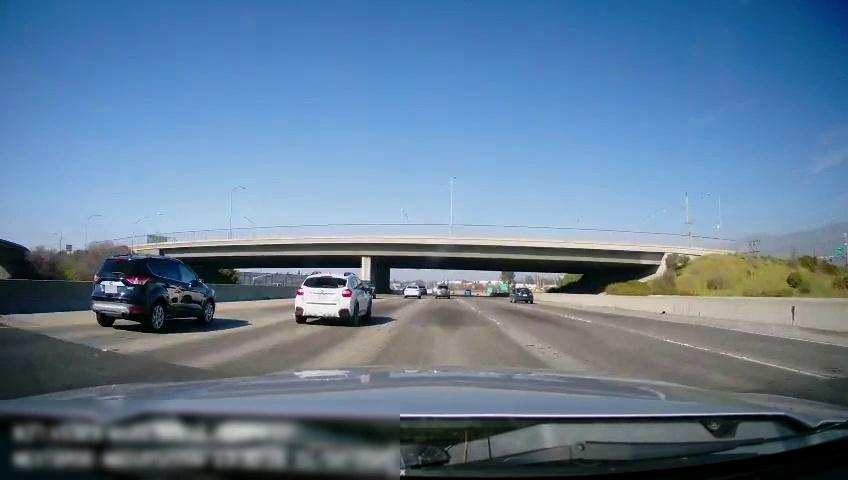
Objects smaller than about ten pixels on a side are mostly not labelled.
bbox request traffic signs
[145,233,169,245]
[836,239,848,258]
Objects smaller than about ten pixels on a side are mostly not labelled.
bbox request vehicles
[435,284,451,299]
[403,284,422,299]
[294,271,373,326]
[508,287,534,304]
[91,253,217,333]
[358,279,377,299]
[418,285,427,295]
